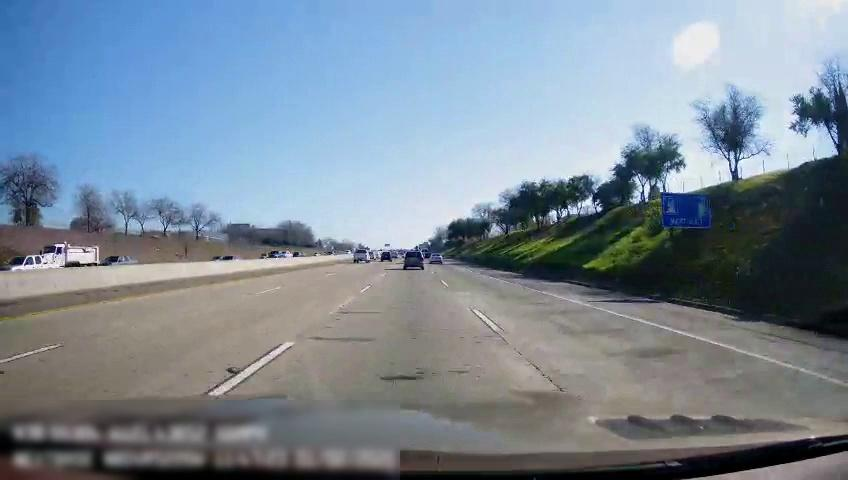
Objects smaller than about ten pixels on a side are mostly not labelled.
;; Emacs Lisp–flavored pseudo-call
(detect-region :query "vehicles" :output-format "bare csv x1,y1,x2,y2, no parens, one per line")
100,255,129,266
352,248,371,264
269,250,286,259
0,254,47,272
429,252,443,265
402,250,425,271
377,252,389,262
220,255,240,262
40,240,101,268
